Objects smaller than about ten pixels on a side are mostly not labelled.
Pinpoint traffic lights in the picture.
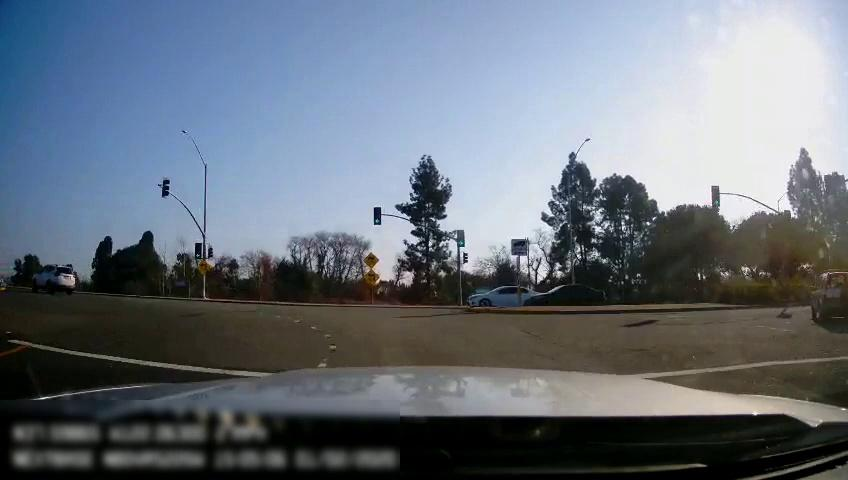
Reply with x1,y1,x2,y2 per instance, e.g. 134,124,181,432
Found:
207,248,214,257
784,208,791,224
161,178,170,197
373,205,381,227
194,242,203,259
462,251,469,264
711,184,722,212
456,230,465,248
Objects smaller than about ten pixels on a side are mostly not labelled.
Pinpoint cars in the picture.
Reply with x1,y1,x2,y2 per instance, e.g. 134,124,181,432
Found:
525,284,607,307
465,285,540,308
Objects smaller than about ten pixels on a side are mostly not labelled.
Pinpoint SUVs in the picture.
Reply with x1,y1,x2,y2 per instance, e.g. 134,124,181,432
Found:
810,271,848,326
30,262,77,291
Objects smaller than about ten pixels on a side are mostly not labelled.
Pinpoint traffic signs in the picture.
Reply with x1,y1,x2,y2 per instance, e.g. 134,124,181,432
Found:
197,260,210,274
363,252,380,269
364,270,380,288
510,238,530,256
